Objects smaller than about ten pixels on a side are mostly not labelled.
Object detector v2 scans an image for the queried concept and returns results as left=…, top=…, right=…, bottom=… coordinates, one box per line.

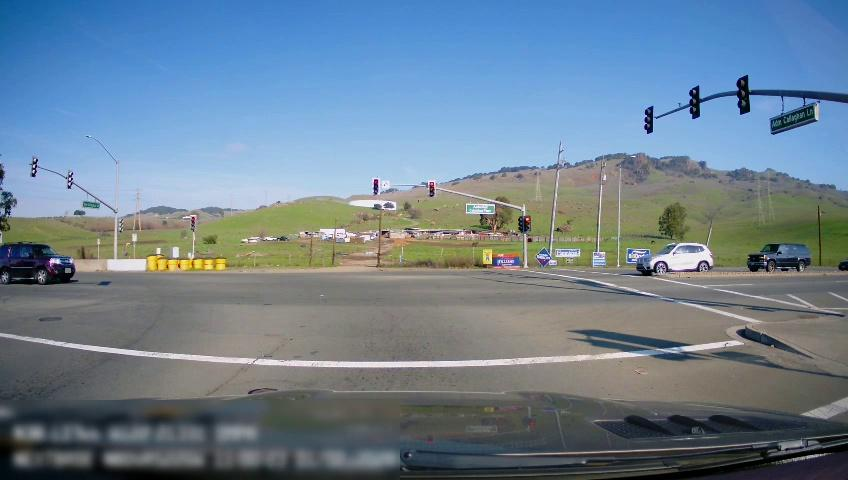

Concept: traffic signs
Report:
left=768, top=100, right=821, bottom=135
left=81, top=199, right=101, bottom=209
left=464, top=201, right=497, bottom=216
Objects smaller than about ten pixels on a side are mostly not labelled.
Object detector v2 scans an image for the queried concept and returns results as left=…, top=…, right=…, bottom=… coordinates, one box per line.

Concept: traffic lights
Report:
left=735, top=74, right=751, bottom=115
left=517, top=215, right=525, bottom=232
left=371, top=176, right=382, bottom=196
left=30, top=156, right=40, bottom=178
left=117, top=215, right=125, bottom=233
left=523, top=214, right=533, bottom=232
left=66, top=168, right=75, bottom=190
left=687, top=84, right=702, bottom=120
left=643, top=104, right=655, bottom=135
left=426, top=178, right=437, bottom=197
left=189, top=214, right=198, bottom=232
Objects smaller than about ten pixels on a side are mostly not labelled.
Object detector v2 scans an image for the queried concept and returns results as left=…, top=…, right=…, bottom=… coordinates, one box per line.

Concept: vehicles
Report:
left=746, top=243, right=812, bottom=273
left=838, top=261, right=848, bottom=272
left=0, top=242, right=77, bottom=286
left=636, top=242, right=714, bottom=276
